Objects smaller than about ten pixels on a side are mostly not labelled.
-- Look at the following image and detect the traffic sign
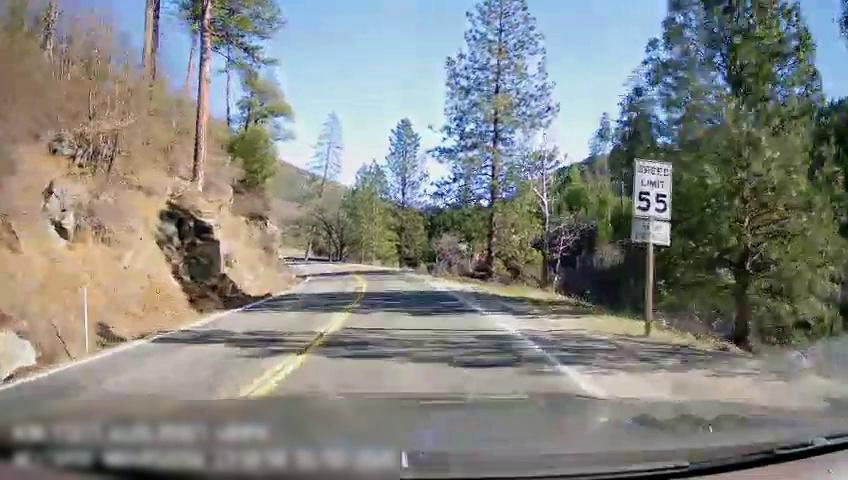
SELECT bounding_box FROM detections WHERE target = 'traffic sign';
[632,159,672,220]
